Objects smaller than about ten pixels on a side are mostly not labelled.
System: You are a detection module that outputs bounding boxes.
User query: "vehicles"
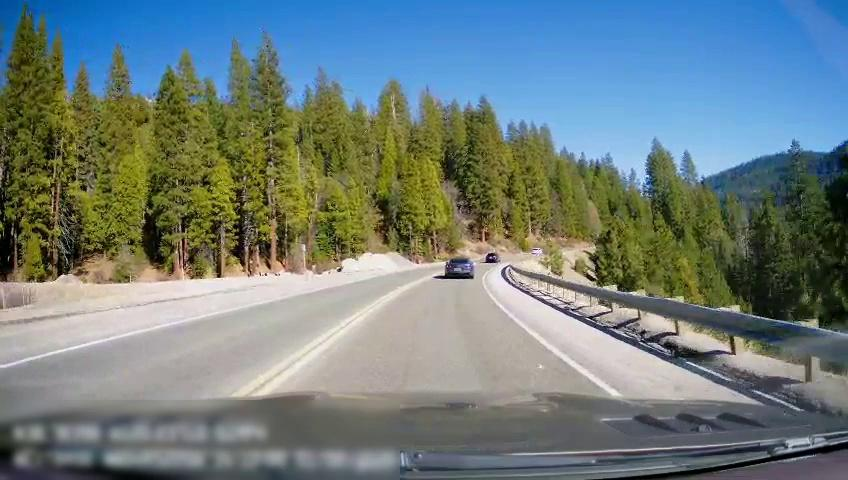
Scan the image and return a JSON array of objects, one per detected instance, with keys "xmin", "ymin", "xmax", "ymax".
[
  {"xmin": 530, "ymin": 247, "xmax": 543, "ymax": 256},
  {"xmin": 484, "ymin": 251, "xmax": 500, "ymax": 264},
  {"xmin": 444, "ymin": 256, "xmax": 474, "ymax": 280}
]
